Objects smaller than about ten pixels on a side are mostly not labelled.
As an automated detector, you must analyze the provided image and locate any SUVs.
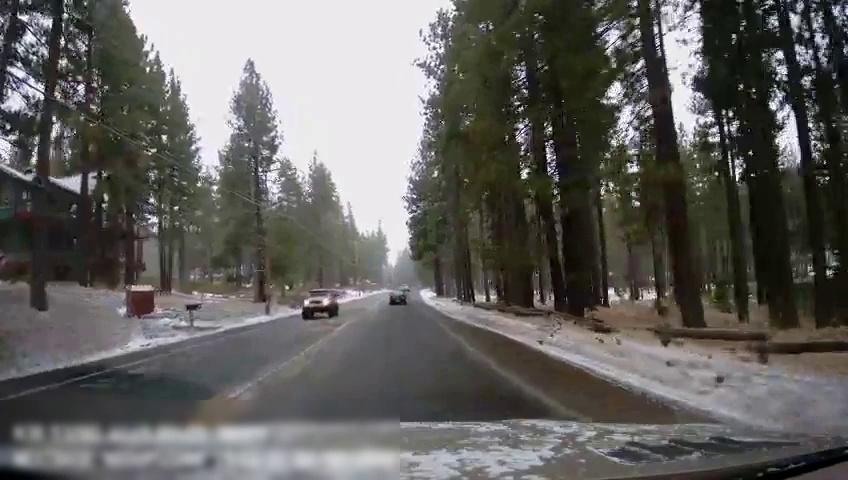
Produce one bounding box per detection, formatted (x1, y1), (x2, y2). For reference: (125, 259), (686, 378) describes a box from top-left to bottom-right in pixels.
(389, 289), (408, 306)
(301, 288), (341, 321)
